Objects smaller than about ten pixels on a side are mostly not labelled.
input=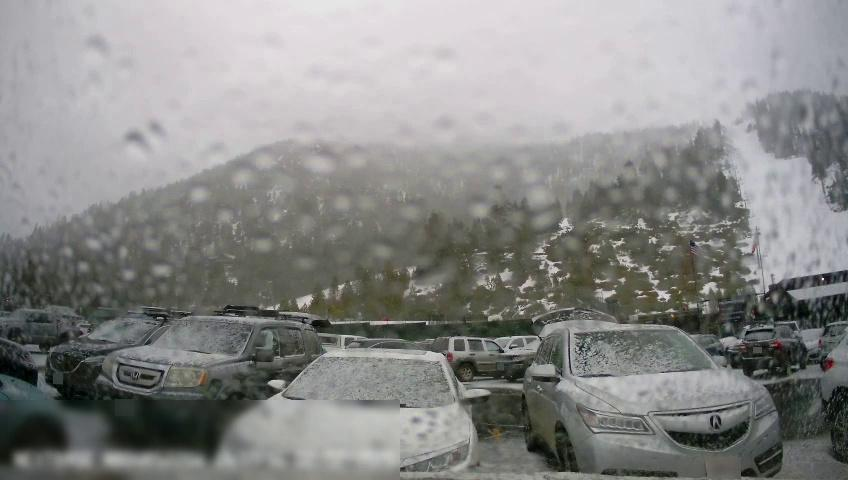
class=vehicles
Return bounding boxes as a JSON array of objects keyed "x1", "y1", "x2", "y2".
[
  {"x1": 95, "y1": 316, "x2": 324, "y2": 461},
  {"x1": 493, "y1": 335, "x2": 538, "y2": 352},
  {"x1": 798, "y1": 328, "x2": 823, "y2": 366},
  {"x1": 740, "y1": 326, "x2": 809, "y2": 378},
  {"x1": 0, "y1": 308, "x2": 82, "y2": 355},
  {"x1": 728, "y1": 340, "x2": 743, "y2": 369},
  {"x1": 429, "y1": 336, "x2": 507, "y2": 383},
  {"x1": 0, "y1": 373, "x2": 70, "y2": 468},
  {"x1": 820, "y1": 335, "x2": 848, "y2": 464},
  {"x1": 520, "y1": 321, "x2": 783, "y2": 480},
  {"x1": 343, "y1": 337, "x2": 425, "y2": 351},
  {"x1": 719, "y1": 336, "x2": 740, "y2": 347},
  {"x1": 316, "y1": 333, "x2": 364, "y2": 353},
  {"x1": 44, "y1": 318, "x2": 169, "y2": 412},
  {"x1": 216, "y1": 348, "x2": 492, "y2": 473},
  {"x1": 688, "y1": 334, "x2": 726, "y2": 356},
  {"x1": 818, "y1": 321, "x2": 848, "y2": 370},
  {"x1": 503, "y1": 321, "x2": 564, "y2": 384},
  {"x1": 0, "y1": 337, "x2": 40, "y2": 388}
]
